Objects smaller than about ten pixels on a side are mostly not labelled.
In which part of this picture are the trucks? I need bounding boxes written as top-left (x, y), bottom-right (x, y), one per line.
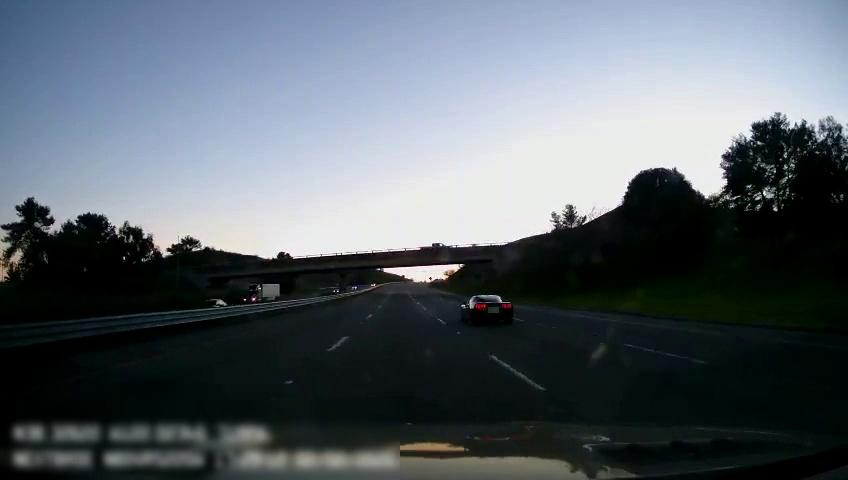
top-left (420, 242), bottom-right (453, 250)
top-left (241, 284), bottom-right (280, 304)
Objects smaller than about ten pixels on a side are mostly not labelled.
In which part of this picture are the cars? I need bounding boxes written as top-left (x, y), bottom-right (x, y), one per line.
top-left (198, 298), bottom-right (227, 310)
top-left (460, 294), bottom-right (514, 327)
